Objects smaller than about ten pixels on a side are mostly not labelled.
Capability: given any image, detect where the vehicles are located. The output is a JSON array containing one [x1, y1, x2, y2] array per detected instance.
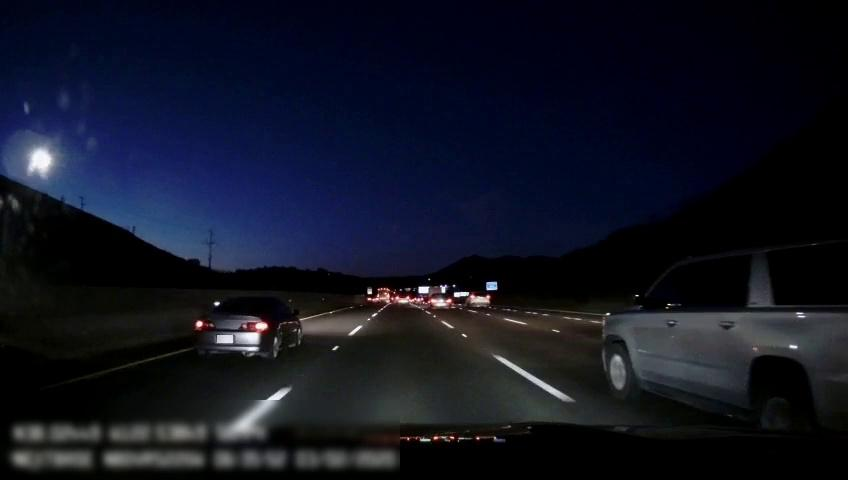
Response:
[[192, 292, 302, 362], [466, 290, 492, 309], [378, 287, 392, 303], [599, 238, 848, 439], [368, 292, 382, 305], [396, 293, 410, 305], [428, 293, 452, 309]]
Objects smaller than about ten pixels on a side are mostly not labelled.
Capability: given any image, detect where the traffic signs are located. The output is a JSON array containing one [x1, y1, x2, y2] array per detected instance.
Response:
[[486, 281, 498, 291], [418, 286, 446, 293]]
